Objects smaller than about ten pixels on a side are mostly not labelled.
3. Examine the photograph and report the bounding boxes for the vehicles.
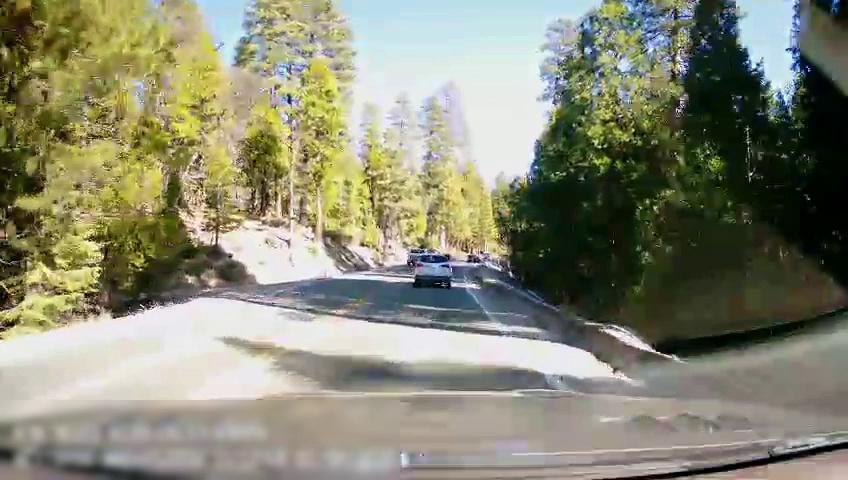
[414,253,452,288]
[406,248,433,267]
